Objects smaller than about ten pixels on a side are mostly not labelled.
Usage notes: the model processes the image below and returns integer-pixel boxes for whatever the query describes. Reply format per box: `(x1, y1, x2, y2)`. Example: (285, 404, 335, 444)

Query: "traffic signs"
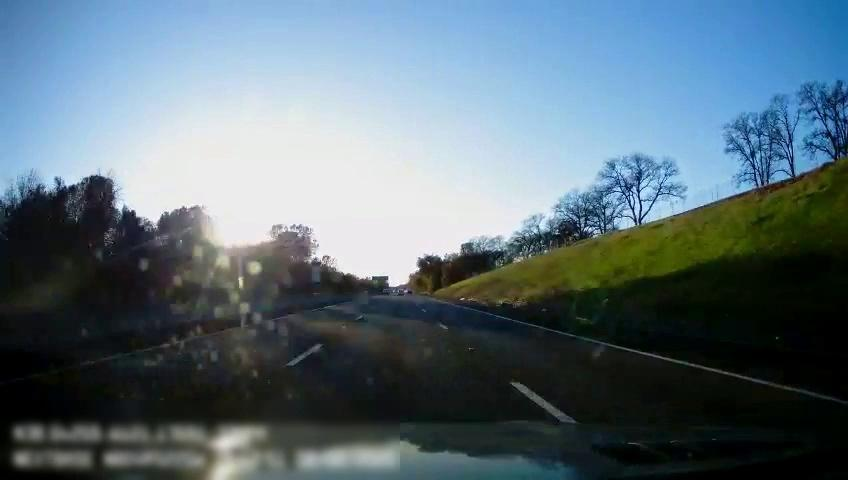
(372, 276, 389, 283)
(310, 259, 321, 282)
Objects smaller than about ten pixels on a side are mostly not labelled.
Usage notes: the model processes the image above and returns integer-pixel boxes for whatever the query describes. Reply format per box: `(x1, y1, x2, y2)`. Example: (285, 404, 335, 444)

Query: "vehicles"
(380, 288, 393, 296)
(396, 289, 405, 296)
